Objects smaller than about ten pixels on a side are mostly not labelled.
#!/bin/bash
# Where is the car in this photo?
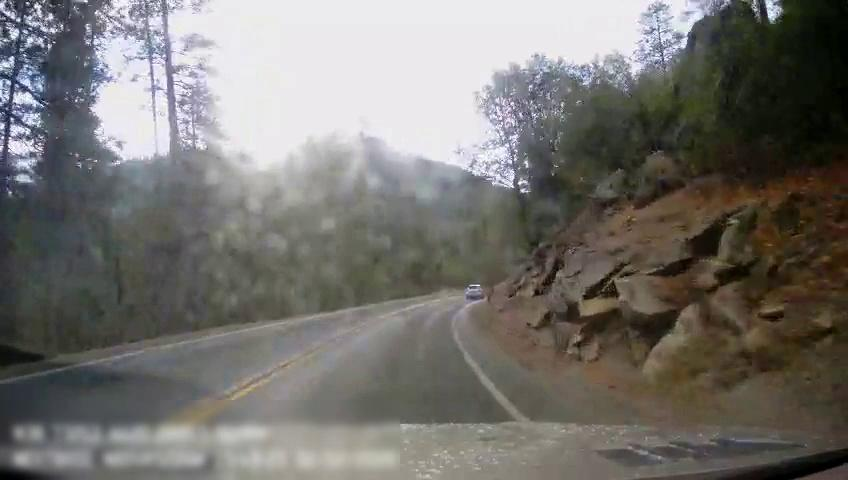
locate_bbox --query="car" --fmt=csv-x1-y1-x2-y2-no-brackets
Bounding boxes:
465,284,484,300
